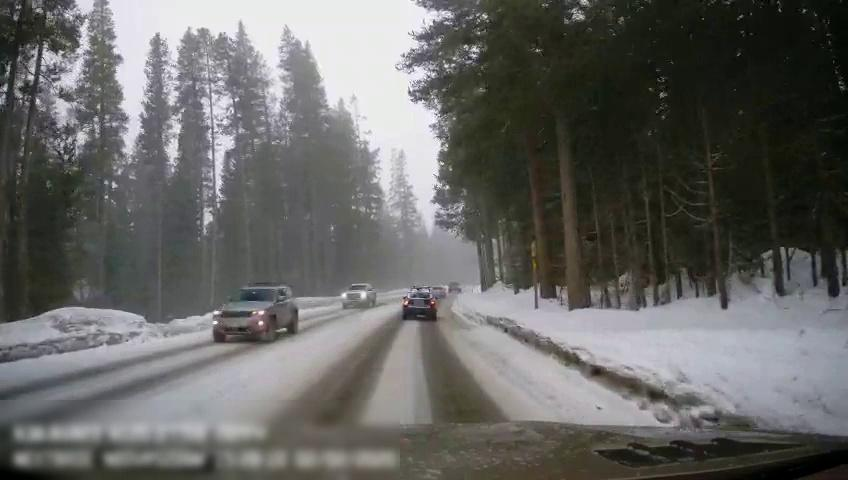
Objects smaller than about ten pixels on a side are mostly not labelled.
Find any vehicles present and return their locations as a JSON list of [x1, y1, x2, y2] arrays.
[[211, 281, 300, 343], [430, 285, 447, 299], [340, 282, 377, 310], [401, 285, 440, 320], [448, 281, 462, 294]]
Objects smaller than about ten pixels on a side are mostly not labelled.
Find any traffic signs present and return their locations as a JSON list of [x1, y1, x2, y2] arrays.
[[530, 240, 537, 258], [532, 259, 537, 273]]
